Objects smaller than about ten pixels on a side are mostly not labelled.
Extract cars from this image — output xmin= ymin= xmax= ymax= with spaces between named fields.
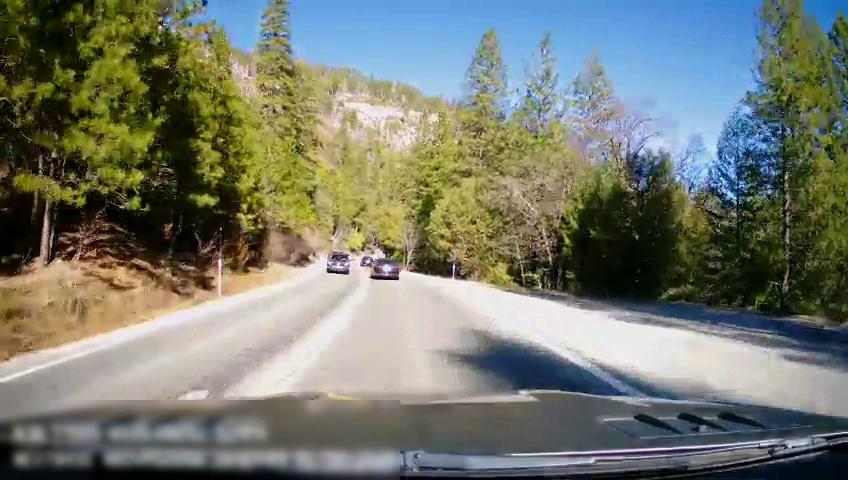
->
xmin=370 ymin=257 xmax=402 ymax=281
xmin=359 ymin=255 xmax=375 ymax=267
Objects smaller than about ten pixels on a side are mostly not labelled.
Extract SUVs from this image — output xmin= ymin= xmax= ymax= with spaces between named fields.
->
xmin=325 ymin=251 xmax=352 ymax=275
